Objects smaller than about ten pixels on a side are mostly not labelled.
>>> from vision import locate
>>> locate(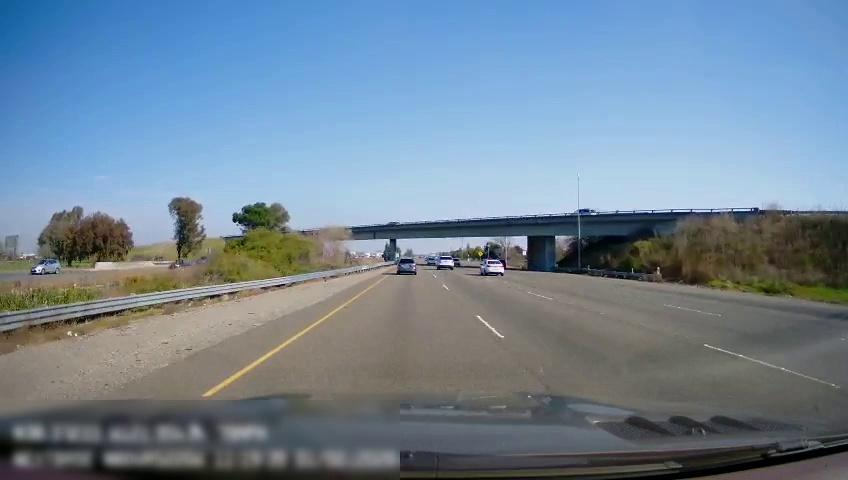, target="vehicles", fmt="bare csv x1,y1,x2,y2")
436,255,455,271
497,259,507,269
30,258,62,276
426,257,437,267
570,208,597,216
168,258,195,271
479,259,505,277
451,257,461,268
396,258,417,275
